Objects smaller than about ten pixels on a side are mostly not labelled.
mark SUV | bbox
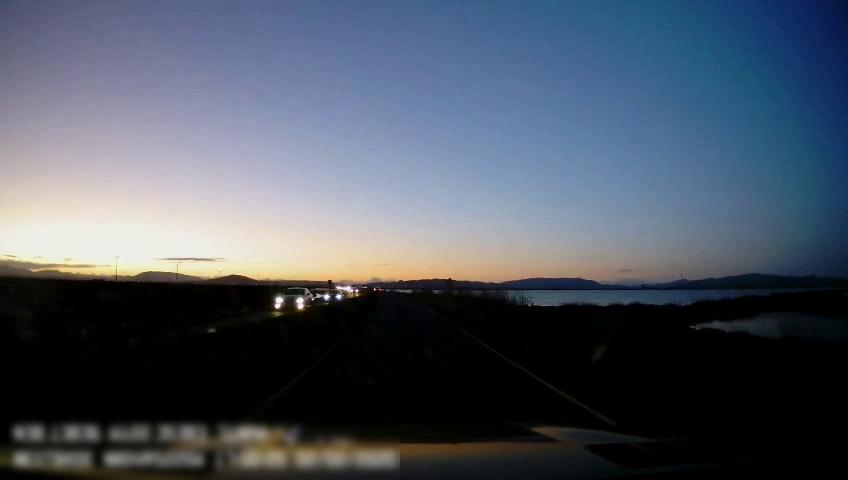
[273,287,313,313]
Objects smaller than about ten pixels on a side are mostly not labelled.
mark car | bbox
[324,289,344,304]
